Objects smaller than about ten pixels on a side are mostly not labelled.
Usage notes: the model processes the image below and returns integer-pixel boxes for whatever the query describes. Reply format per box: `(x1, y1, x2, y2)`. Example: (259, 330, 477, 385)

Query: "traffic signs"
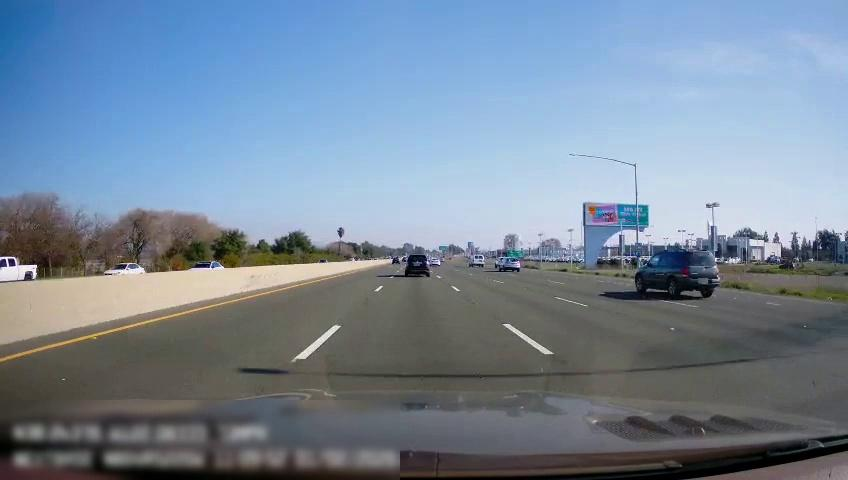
(507, 249, 525, 258)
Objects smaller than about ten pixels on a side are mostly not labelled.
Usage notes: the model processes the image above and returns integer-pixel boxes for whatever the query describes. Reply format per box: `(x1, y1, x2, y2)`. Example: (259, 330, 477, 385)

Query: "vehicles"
(188, 260, 225, 271)
(497, 256, 521, 273)
(102, 262, 145, 276)
(494, 256, 503, 269)
(468, 253, 485, 268)
(0, 256, 37, 284)
(429, 257, 441, 267)
(404, 254, 431, 278)
(634, 248, 721, 300)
